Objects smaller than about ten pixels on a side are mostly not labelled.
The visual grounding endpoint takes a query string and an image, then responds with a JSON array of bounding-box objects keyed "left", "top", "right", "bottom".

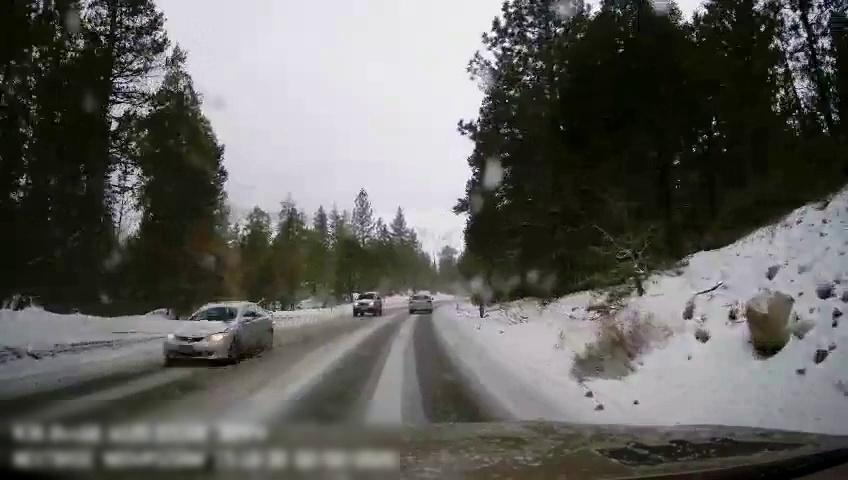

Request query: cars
[{"left": 162, "top": 301, "right": 276, "bottom": 364}]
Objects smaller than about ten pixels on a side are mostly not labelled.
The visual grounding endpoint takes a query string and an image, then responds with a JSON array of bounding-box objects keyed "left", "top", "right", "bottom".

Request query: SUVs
[
  {"left": 407, "top": 294, "right": 434, "bottom": 315},
  {"left": 352, "top": 291, "right": 383, "bottom": 317}
]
